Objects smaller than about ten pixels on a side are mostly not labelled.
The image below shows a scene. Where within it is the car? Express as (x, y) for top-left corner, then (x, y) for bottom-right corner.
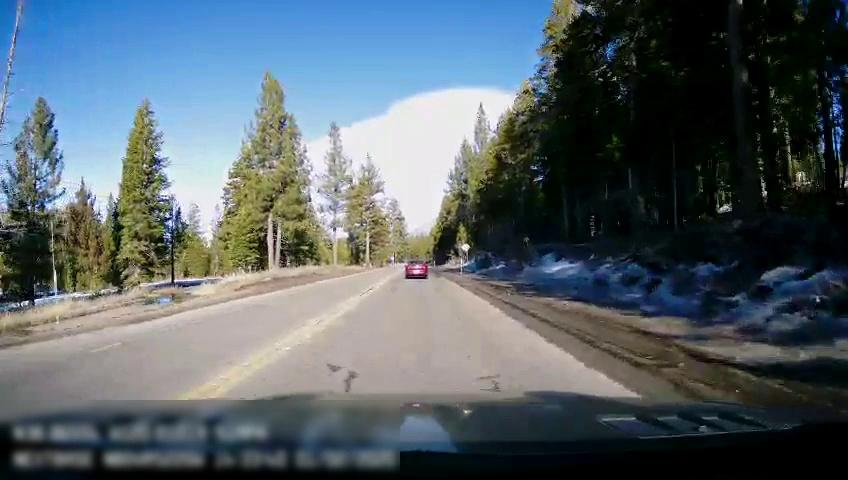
(403, 257), (429, 279)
